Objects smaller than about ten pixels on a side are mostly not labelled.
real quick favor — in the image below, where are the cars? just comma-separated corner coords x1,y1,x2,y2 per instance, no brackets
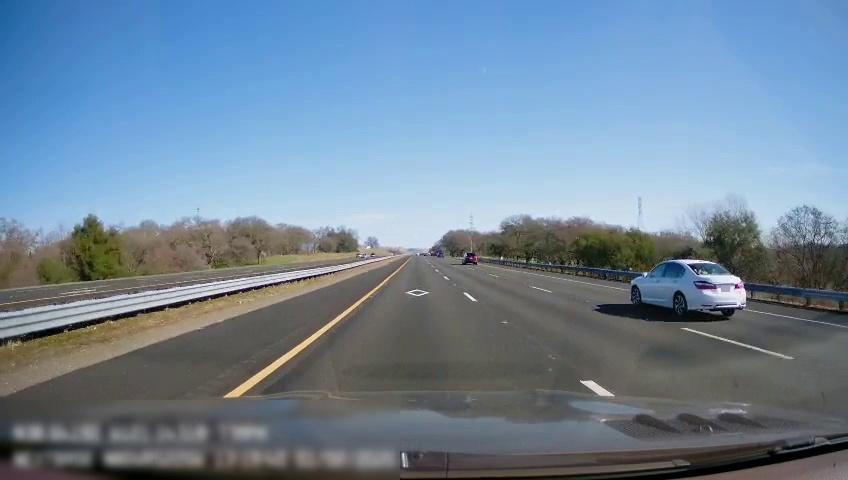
628,259,747,319
462,252,478,265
